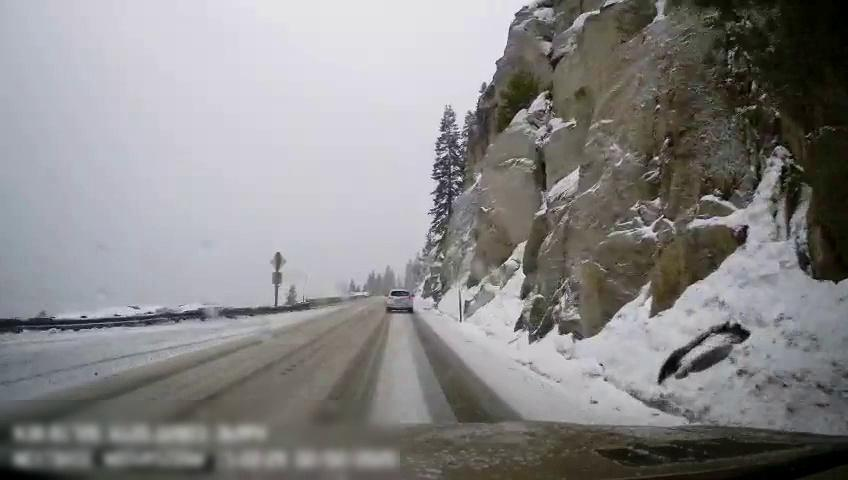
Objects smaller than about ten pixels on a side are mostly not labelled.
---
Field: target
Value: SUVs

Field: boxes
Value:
[384,288,417,314]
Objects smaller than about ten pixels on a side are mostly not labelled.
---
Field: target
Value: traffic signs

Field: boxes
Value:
[270,251,284,270]
[270,272,282,285]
